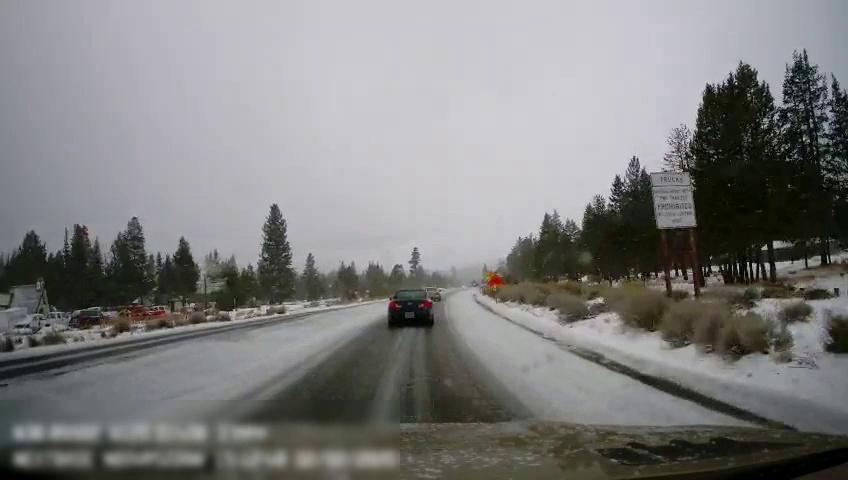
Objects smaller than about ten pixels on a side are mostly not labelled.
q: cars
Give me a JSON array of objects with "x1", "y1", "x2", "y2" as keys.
[
  {"x1": 387, "y1": 289, "x2": 435, "y2": 327},
  {"x1": 424, "y1": 287, "x2": 442, "y2": 301}
]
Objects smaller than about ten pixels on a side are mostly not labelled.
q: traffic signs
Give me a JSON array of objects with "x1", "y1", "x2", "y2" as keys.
[
  {"x1": 488, "y1": 275, "x2": 505, "y2": 290},
  {"x1": 649, "y1": 172, "x2": 697, "y2": 229}
]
